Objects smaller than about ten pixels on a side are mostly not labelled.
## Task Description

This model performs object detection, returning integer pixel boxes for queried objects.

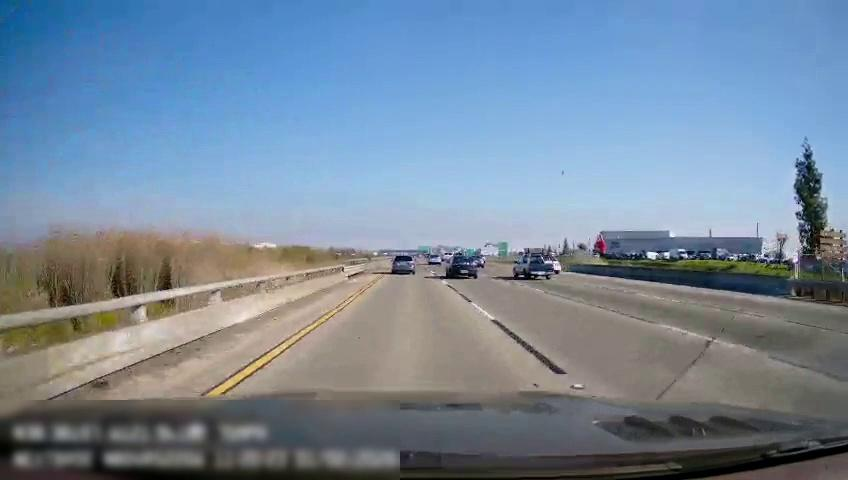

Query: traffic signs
[417,245,432,252]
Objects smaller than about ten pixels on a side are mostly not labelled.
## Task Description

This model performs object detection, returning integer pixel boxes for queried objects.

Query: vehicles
[512,247,554,280]
[445,255,478,279]
[391,255,416,275]
[545,254,562,274]
[427,254,442,266]
[441,252,453,262]
[471,255,485,268]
